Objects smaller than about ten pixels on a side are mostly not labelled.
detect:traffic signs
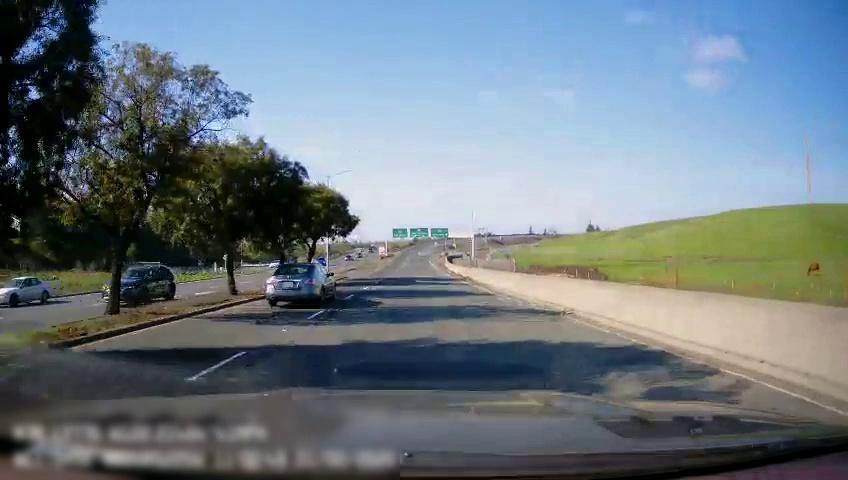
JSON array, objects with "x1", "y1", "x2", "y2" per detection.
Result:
[
  {"x1": 408, "y1": 227, "x2": 430, "y2": 239},
  {"x1": 377, "y1": 246, "x2": 387, "y2": 258},
  {"x1": 430, "y1": 227, "x2": 450, "y2": 240},
  {"x1": 391, "y1": 227, "x2": 409, "y2": 239}
]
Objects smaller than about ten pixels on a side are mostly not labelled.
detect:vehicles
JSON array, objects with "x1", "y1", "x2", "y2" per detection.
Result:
[
  {"x1": 268, "y1": 259, "x2": 282, "y2": 269},
  {"x1": 316, "y1": 255, "x2": 327, "y2": 267},
  {"x1": 101, "y1": 261, "x2": 177, "y2": 307},
  {"x1": 265, "y1": 261, "x2": 338, "y2": 307},
  {"x1": 0, "y1": 275, "x2": 54, "y2": 307}
]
